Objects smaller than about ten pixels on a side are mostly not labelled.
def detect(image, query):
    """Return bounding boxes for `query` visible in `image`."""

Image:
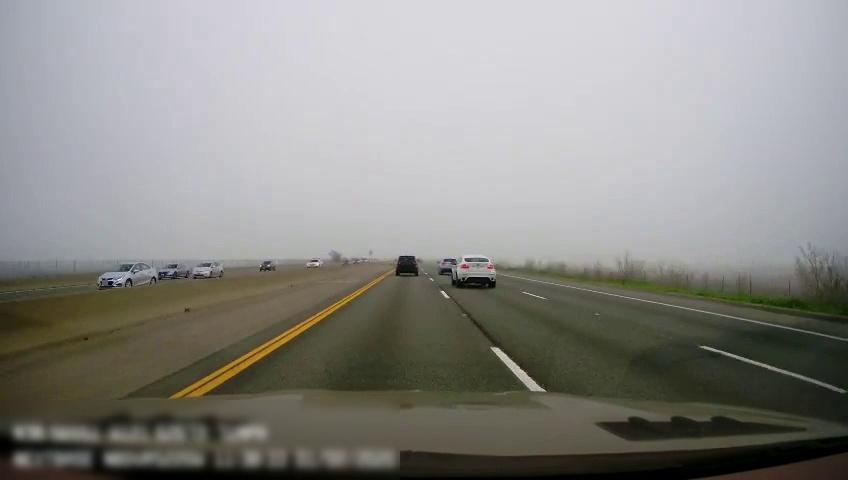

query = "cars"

[259,260,277,272]
[305,258,325,269]
[191,261,225,279]
[156,263,191,280]
[95,261,159,291]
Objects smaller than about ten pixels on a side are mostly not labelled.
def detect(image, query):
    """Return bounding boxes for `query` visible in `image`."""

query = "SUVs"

[451,255,497,289]
[437,258,459,276]
[394,255,420,277]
